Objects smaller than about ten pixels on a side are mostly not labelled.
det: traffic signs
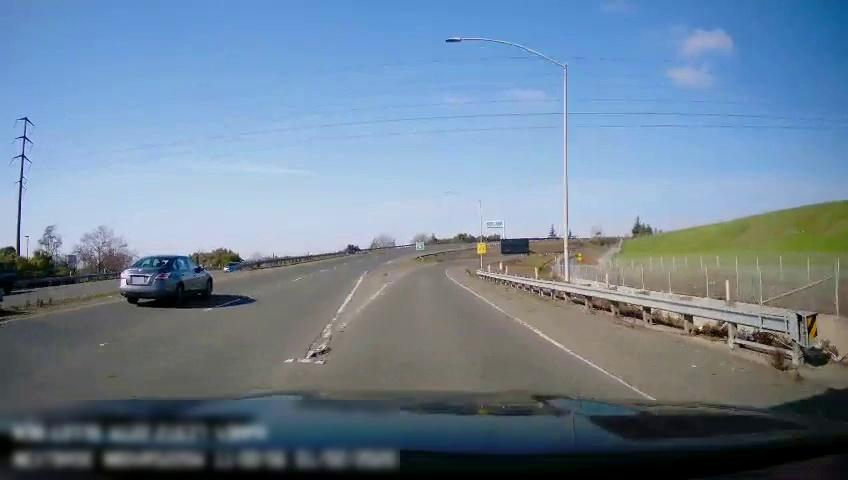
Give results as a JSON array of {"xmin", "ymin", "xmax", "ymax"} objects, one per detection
[
  {"xmin": 476, "ymin": 241, "xmax": 488, "ymax": 255},
  {"xmin": 486, "ymin": 219, "xmax": 505, "ymax": 229}
]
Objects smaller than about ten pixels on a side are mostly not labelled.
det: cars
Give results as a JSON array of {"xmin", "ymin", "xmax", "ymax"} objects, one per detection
[
  {"xmin": 223, "ymin": 262, "xmax": 243, "ymax": 272},
  {"xmin": 118, "ymin": 254, "xmax": 215, "ymax": 305}
]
